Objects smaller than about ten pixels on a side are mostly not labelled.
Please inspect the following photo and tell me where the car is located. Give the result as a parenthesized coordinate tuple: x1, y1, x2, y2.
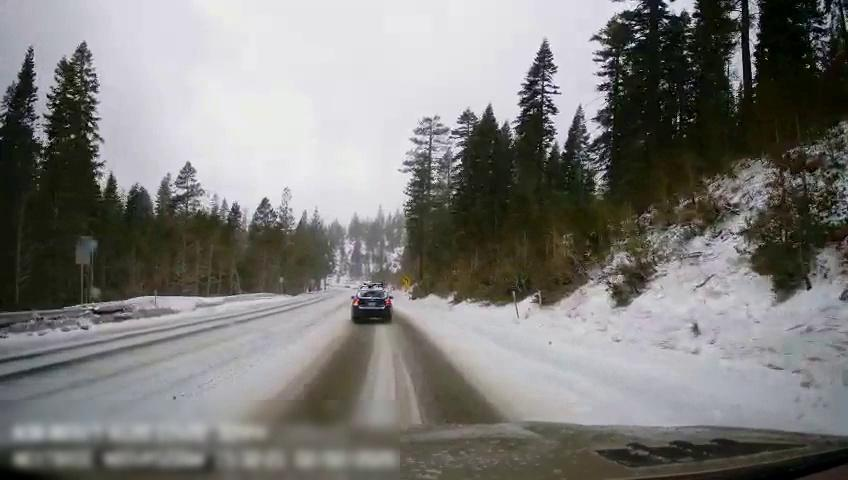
(350, 282, 395, 326)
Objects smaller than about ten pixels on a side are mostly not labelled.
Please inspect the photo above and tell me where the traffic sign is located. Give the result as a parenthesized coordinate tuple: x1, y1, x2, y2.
(74, 241, 91, 265)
